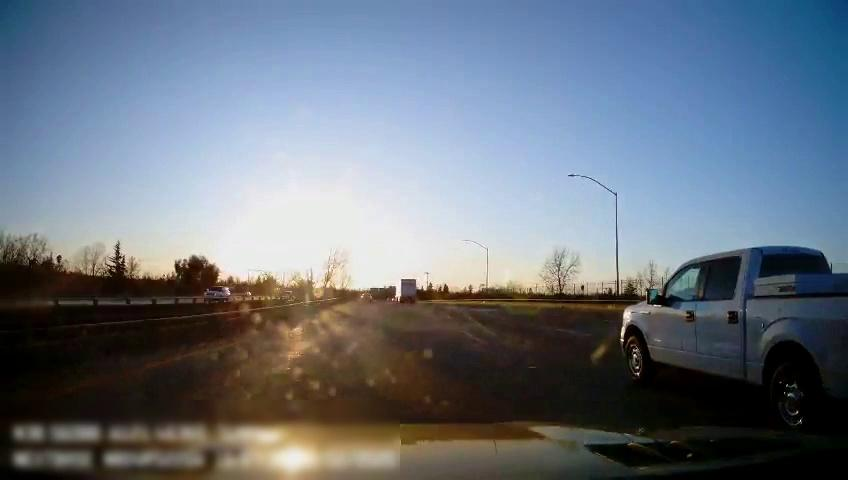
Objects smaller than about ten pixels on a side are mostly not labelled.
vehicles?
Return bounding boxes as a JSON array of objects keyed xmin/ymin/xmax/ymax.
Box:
[
  {"xmin": 395, "ymin": 277, "xmax": 417, "ymax": 303},
  {"xmin": 204, "ymin": 286, "xmax": 231, "ymax": 303},
  {"xmin": 619, "ymin": 245, "xmax": 848, "ymax": 430},
  {"xmin": 362, "ymin": 293, "xmax": 373, "ymax": 302}
]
